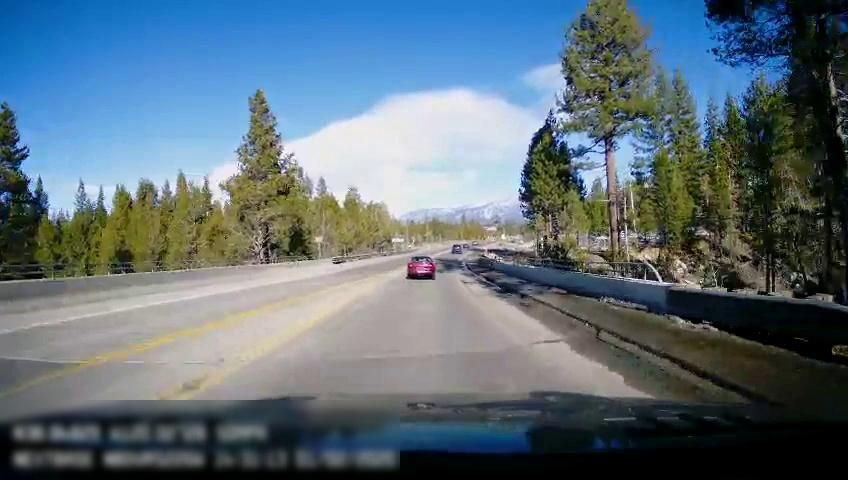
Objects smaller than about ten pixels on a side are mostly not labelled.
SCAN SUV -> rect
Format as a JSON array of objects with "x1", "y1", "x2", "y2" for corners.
[{"x1": 451, "y1": 244, "x2": 464, "y2": 254}]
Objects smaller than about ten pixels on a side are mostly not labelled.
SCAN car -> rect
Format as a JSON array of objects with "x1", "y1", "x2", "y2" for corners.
[{"x1": 408, "y1": 257, "x2": 434, "y2": 277}]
